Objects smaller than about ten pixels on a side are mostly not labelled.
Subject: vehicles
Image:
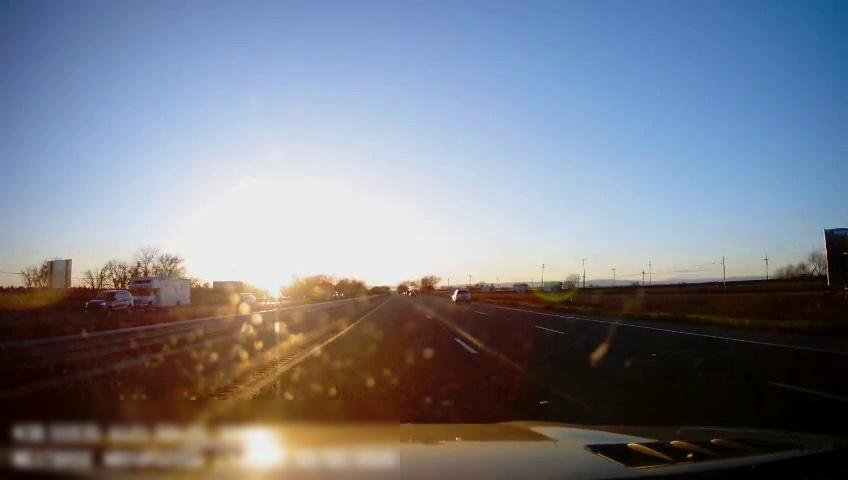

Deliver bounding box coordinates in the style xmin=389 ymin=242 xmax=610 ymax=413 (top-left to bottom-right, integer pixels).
xmin=241 ymin=295 xmax=257 ymax=305
xmin=83 ymin=289 xmax=135 ymax=320
xmin=451 ymin=289 xmax=471 ymax=304
xmin=126 ymin=276 xmax=192 ymax=313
